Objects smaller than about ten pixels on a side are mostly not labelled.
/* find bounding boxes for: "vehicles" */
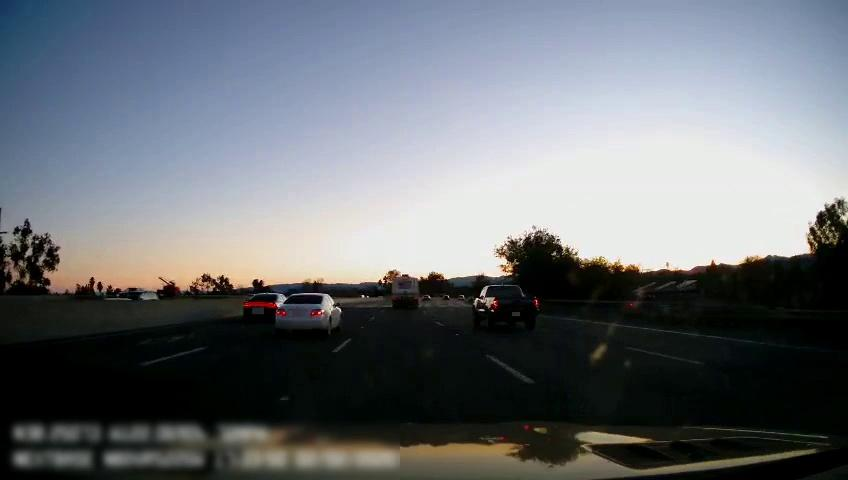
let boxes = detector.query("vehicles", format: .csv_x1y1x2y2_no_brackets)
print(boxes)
103,298,133,302
275,293,343,338
392,275,419,308
243,293,289,322
123,292,160,302
472,284,540,331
